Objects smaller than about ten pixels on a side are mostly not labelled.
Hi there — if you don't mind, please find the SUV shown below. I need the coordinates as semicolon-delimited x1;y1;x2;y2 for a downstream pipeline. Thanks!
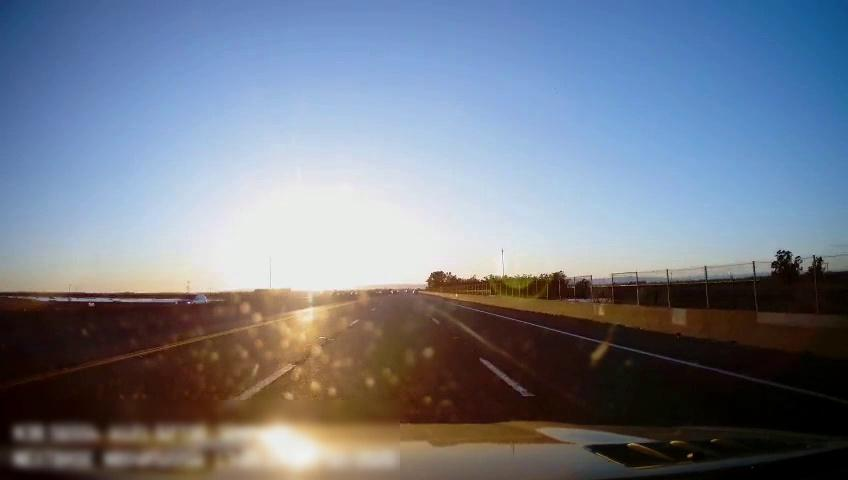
173;293;207;305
